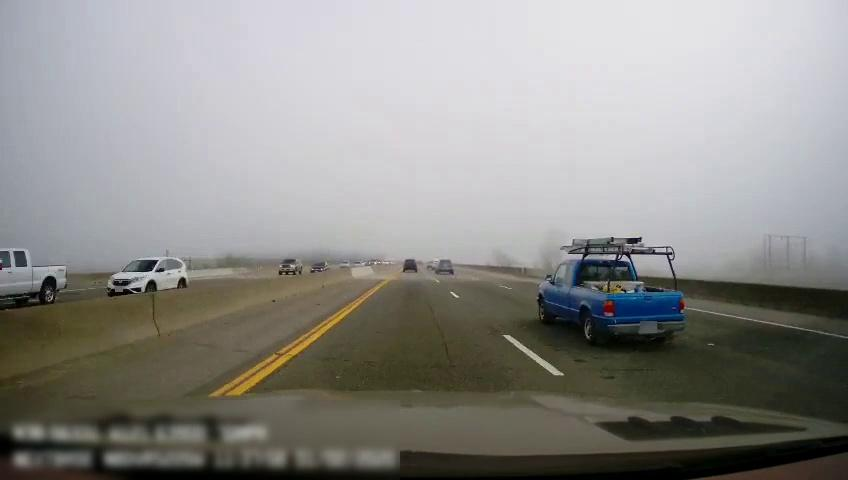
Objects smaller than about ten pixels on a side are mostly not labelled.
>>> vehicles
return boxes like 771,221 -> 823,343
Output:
431,259 -> 441,271
403,259 -> 418,272
338,259 -> 354,269
350,260 -> 367,268
535,235 -> 688,347
278,258 -> 304,276
105,256 -> 190,298
0,247 -> 69,306
309,261 -> 330,274
434,258 -> 454,275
